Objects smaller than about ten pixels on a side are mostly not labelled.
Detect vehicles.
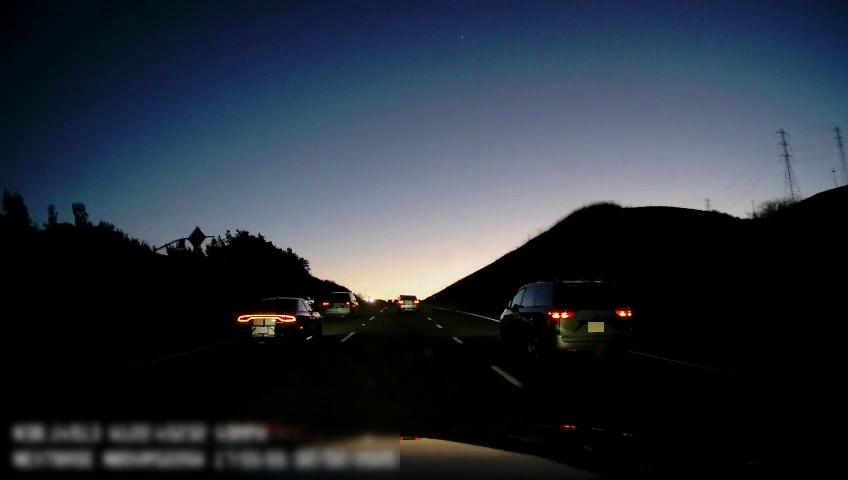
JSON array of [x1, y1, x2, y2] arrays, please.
[[322, 291, 360, 321], [497, 278, 635, 361], [233, 296, 324, 355], [396, 295, 421, 315], [299, 295, 315, 308]]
